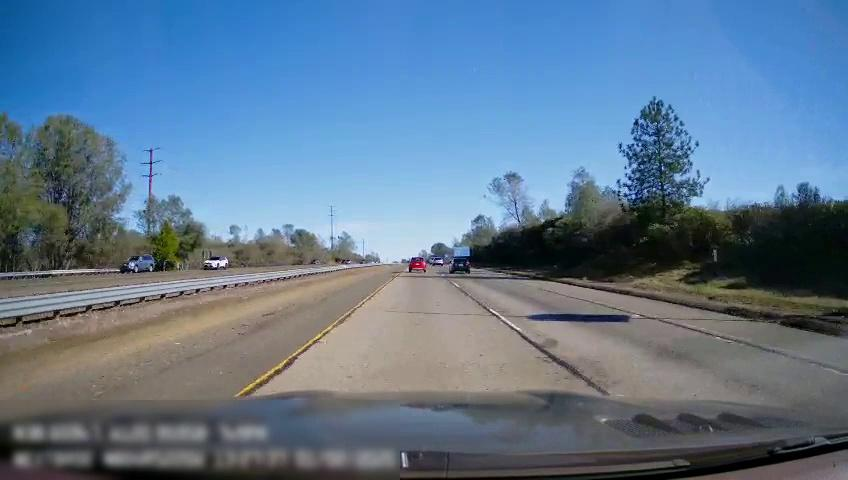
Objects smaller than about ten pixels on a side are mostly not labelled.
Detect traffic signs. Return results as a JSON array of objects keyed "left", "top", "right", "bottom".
[{"left": 456, "top": 246, "right": 470, "bottom": 256}]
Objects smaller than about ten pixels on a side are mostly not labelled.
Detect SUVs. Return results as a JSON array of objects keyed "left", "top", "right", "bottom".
[
  {"left": 202, "top": 255, "right": 229, "bottom": 271},
  {"left": 432, "top": 256, "right": 443, "bottom": 267},
  {"left": 408, "top": 255, "right": 428, "bottom": 273},
  {"left": 447, "top": 256, "right": 472, "bottom": 275},
  {"left": 118, "top": 255, "right": 155, "bottom": 274}
]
